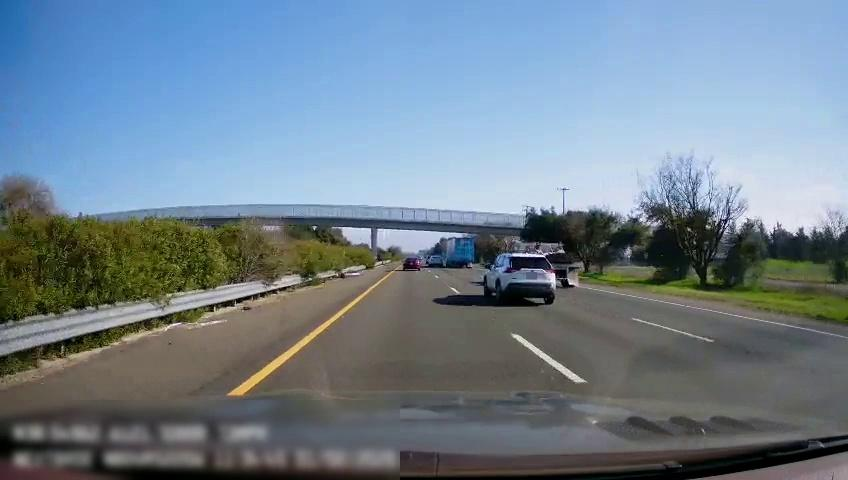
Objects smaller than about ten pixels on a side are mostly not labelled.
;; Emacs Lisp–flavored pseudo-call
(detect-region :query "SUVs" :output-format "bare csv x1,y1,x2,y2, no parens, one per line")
427,255,444,268
482,253,557,305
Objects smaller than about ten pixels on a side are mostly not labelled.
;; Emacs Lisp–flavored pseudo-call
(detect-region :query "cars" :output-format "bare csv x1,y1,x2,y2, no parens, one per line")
401,255,421,272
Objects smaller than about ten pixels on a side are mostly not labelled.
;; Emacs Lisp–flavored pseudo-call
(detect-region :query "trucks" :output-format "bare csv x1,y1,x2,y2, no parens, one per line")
442,240,474,269
506,240,586,287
